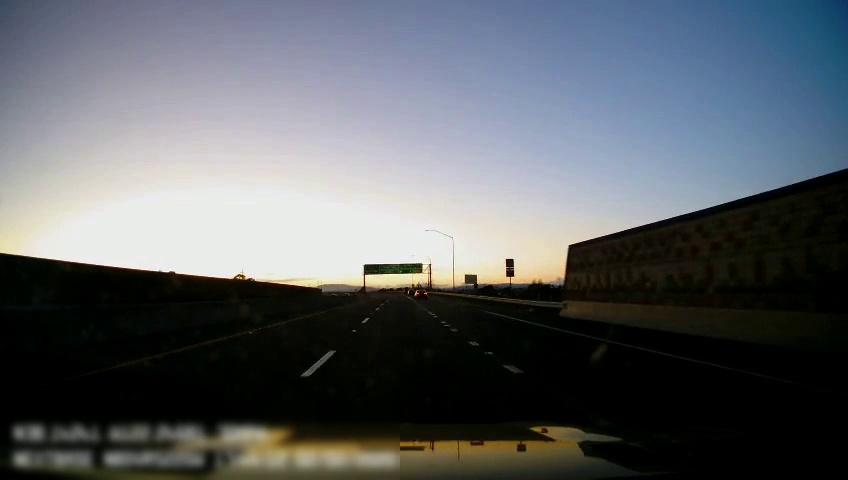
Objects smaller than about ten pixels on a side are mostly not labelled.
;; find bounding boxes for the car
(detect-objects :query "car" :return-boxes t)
[413,289,428,299]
